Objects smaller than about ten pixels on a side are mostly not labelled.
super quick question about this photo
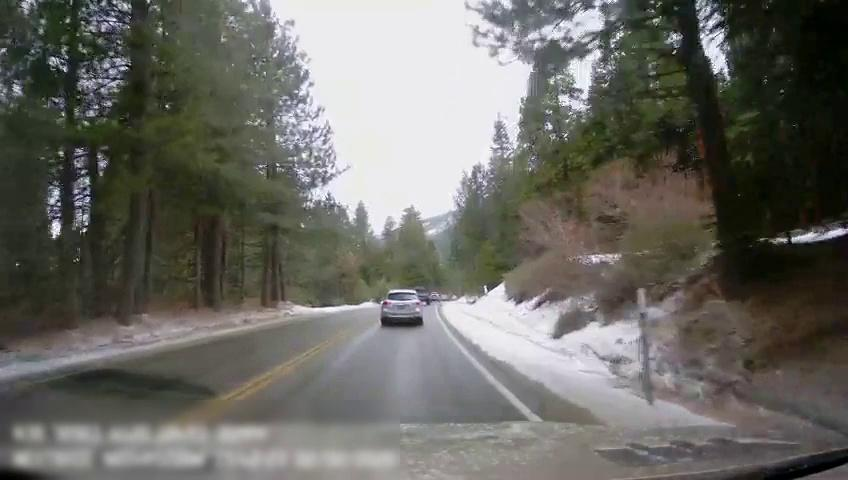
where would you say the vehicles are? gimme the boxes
[412,288,431,306]
[381,290,423,324]
[431,291,443,302]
